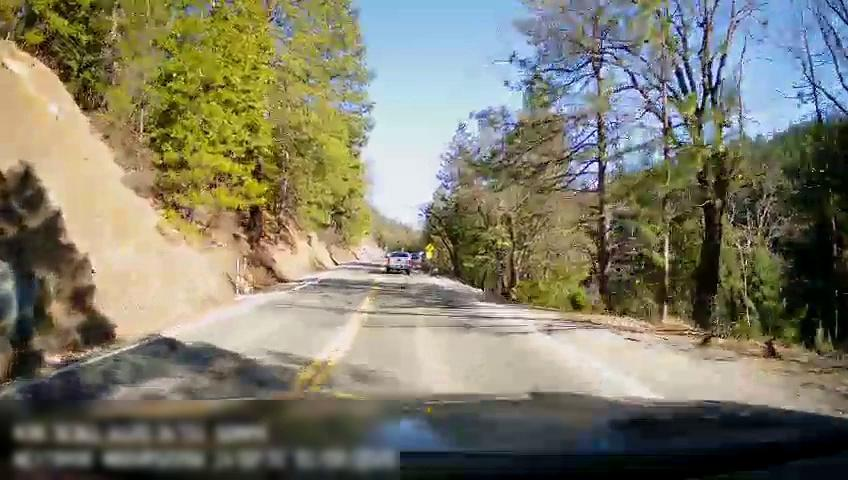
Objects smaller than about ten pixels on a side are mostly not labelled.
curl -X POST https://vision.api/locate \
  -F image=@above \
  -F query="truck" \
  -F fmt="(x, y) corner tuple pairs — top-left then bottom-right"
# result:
(386, 251), (413, 274)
